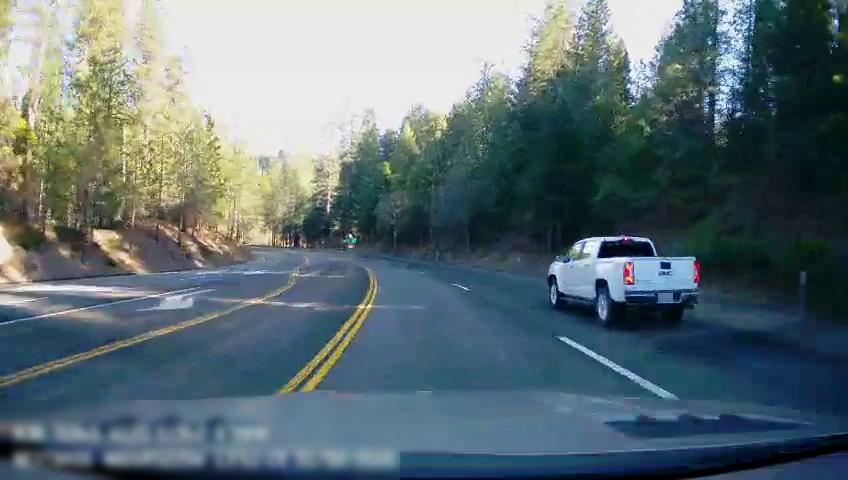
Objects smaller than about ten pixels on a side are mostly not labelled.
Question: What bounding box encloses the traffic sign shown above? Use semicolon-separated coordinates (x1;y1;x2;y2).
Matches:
344;238;358;245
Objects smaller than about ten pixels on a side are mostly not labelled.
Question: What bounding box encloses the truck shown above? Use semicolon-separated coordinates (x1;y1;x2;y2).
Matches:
545;236;702;327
